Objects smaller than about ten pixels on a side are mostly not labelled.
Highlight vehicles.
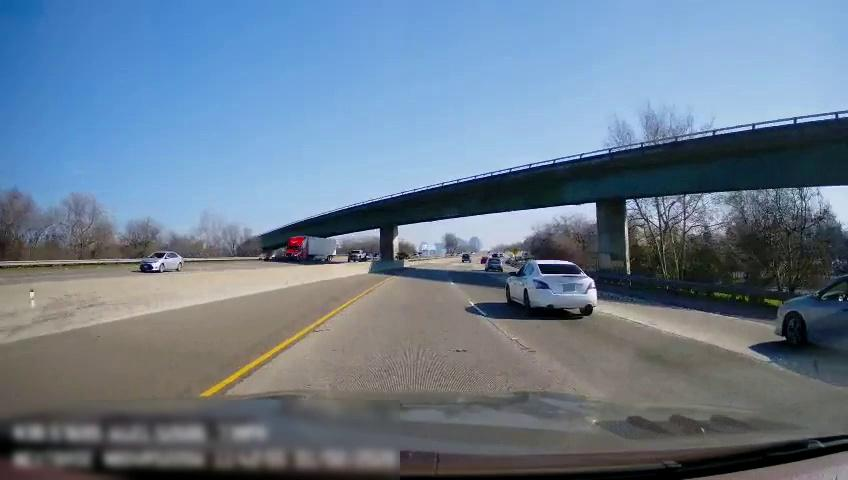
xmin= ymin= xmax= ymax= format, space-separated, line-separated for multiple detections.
xmin=139 ymin=251 xmax=185 ymax=273
xmin=347 ymin=249 xmax=367 ymax=262
xmin=485 ymin=258 xmax=503 ymax=272
xmin=776 ymin=272 xmax=848 ymax=355
xmin=503 ymin=259 xmax=597 ymax=319
xmin=282 ymin=235 xmax=337 ymax=264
